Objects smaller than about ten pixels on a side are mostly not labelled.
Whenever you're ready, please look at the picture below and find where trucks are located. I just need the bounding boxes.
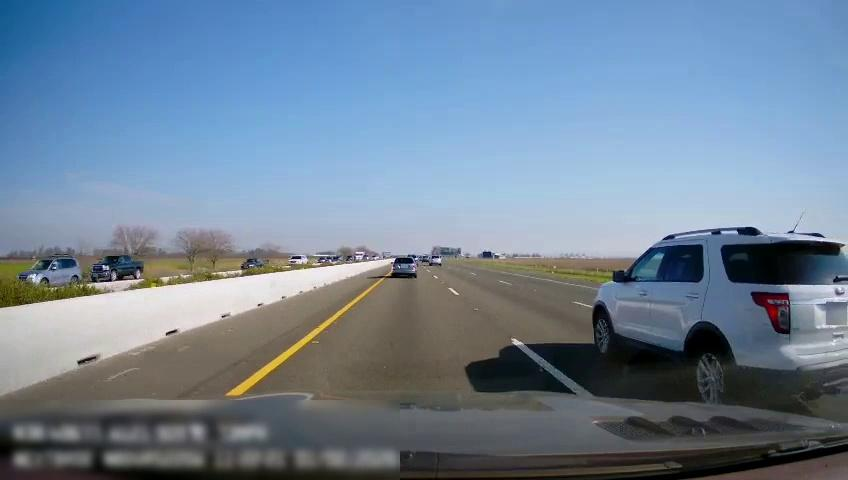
[89,254,145,283]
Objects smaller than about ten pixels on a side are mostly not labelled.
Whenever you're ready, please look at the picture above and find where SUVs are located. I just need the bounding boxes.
[15,253,83,290]
[589,225,848,407]
[287,254,309,267]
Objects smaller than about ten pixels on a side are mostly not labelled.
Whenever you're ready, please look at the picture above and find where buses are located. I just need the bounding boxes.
[354,251,366,261]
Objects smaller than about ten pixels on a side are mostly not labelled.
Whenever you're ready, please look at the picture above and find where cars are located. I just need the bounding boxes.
[239,257,265,271]
[391,256,418,279]
[428,255,442,267]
